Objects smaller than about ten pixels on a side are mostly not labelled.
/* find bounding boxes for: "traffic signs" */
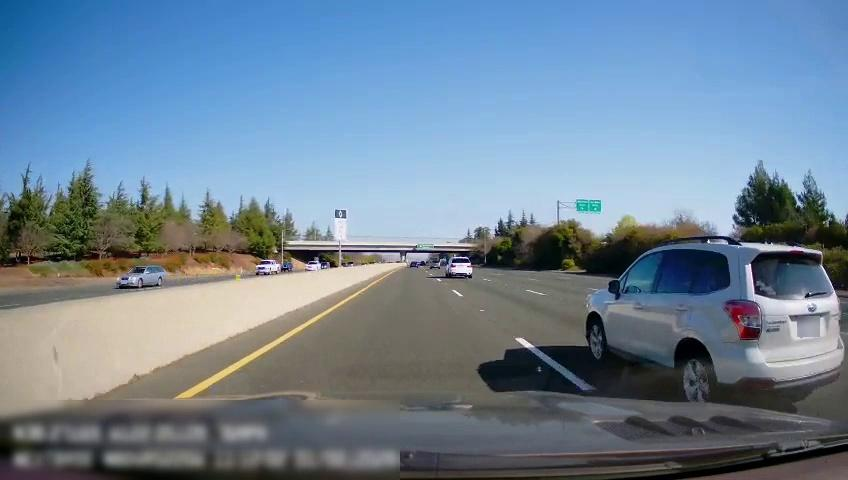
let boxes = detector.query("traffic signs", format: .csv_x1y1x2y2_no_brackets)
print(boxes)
575,198,589,213
588,199,602,213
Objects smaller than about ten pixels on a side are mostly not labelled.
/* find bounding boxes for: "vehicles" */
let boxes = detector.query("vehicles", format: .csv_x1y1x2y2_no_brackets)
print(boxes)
255,259,281,276
428,259,440,269
320,262,330,270
443,256,473,279
115,265,167,289
409,260,419,269
585,242,846,403
304,261,321,273
280,262,294,273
